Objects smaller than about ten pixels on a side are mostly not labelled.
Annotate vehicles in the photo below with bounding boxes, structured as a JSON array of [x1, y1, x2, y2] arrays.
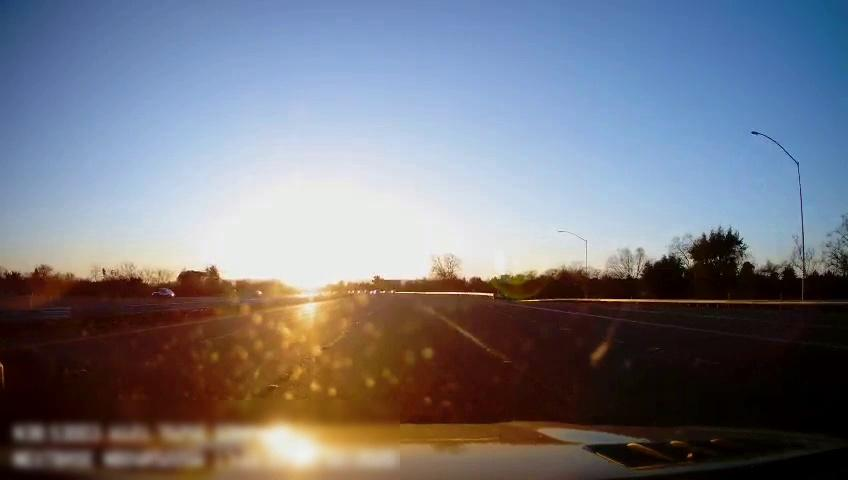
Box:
[[0, 364, 4, 398], [152, 288, 175, 300], [251, 290, 263, 297]]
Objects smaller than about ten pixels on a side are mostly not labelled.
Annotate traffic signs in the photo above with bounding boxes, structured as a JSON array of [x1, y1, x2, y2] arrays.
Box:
[[500, 275, 511, 285]]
